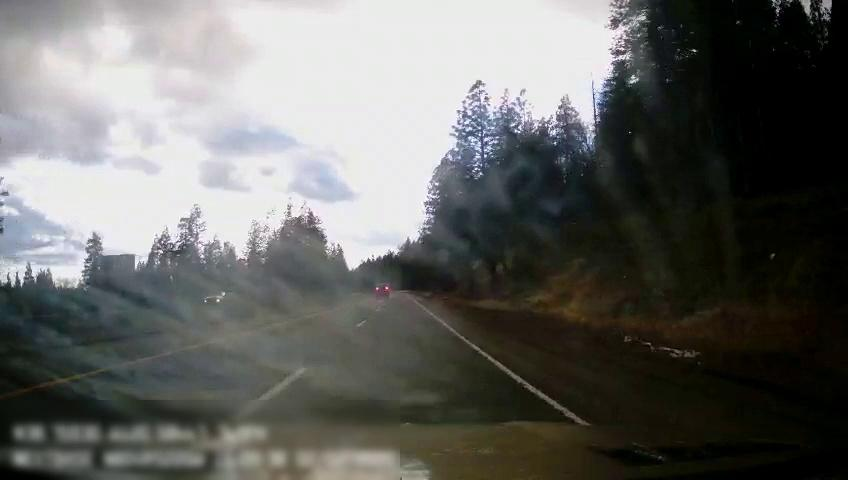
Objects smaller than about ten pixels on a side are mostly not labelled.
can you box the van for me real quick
[374,281,391,300]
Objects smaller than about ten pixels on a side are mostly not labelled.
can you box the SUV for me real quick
[201,290,233,305]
